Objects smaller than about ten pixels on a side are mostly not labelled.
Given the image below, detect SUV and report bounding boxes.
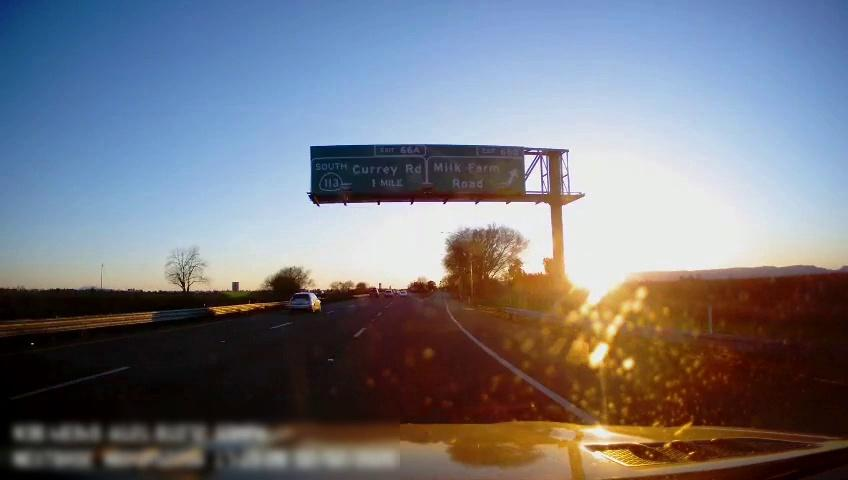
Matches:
[288,292,322,314]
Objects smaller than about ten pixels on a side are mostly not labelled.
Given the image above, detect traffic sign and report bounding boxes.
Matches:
[310,142,526,201]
